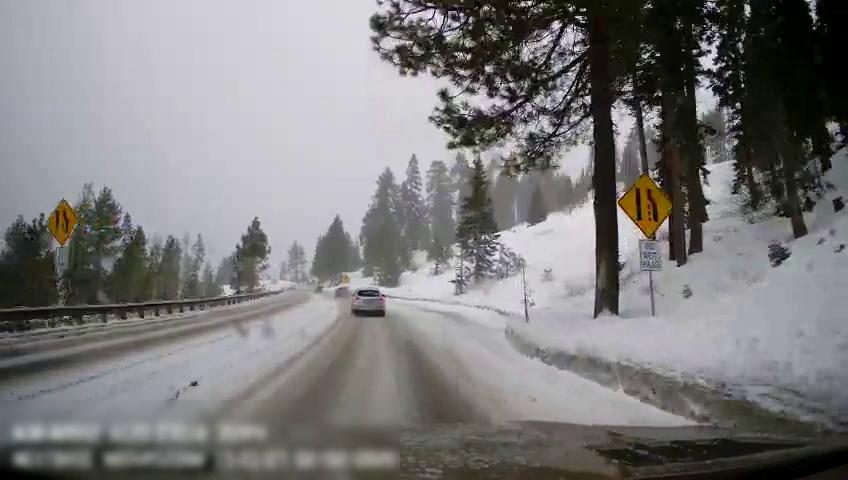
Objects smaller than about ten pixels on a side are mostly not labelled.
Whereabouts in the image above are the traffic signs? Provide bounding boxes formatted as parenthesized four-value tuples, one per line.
(44, 198, 80, 247)
(616, 171, 674, 238)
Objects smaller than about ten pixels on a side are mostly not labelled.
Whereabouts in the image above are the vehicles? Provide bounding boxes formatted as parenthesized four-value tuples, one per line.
(314, 285, 326, 294)
(351, 288, 387, 318)
(334, 286, 352, 300)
